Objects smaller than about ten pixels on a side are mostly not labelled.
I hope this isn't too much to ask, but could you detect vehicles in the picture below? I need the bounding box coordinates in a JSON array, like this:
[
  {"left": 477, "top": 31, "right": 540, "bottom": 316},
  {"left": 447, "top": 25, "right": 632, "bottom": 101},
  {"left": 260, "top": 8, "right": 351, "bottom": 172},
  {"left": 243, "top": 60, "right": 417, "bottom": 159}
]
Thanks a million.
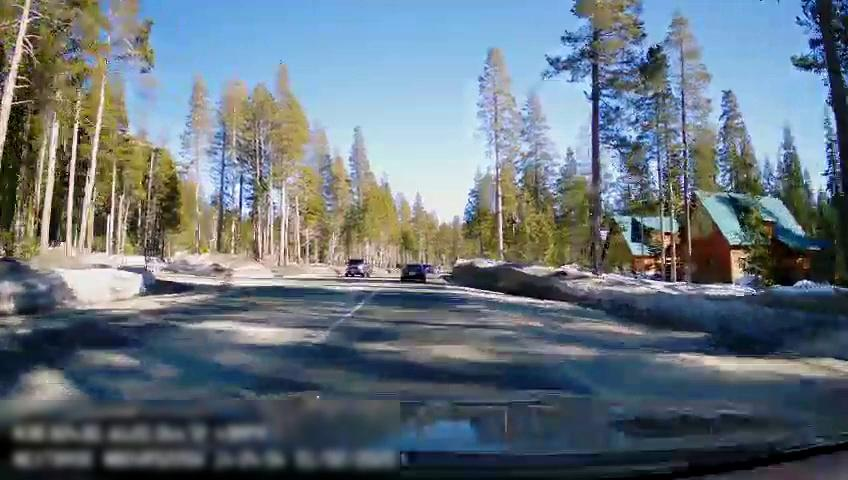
[
  {"left": 398, "top": 263, "right": 426, "bottom": 284},
  {"left": 421, "top": 264, "right": 436, "bottom": 275},
  {"left": 344, "top": 257, "right": 371, "bottom": 279}
]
